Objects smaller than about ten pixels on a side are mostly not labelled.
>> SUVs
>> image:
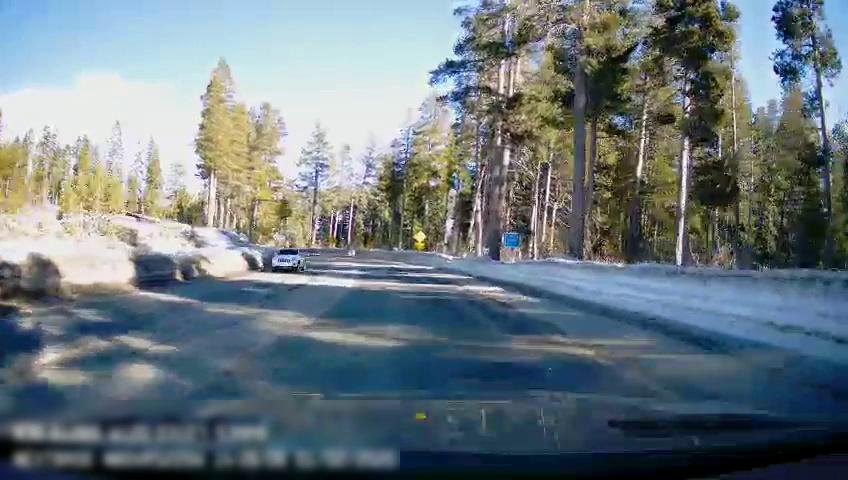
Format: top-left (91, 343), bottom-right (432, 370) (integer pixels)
top-left (271, 247), bottom-right (307, 272)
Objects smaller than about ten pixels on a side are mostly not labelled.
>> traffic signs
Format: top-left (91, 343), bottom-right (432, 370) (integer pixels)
top-left (503, 229), bottom-right (525, 250)
top-left (415, 228), bottom-right (425, 244)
